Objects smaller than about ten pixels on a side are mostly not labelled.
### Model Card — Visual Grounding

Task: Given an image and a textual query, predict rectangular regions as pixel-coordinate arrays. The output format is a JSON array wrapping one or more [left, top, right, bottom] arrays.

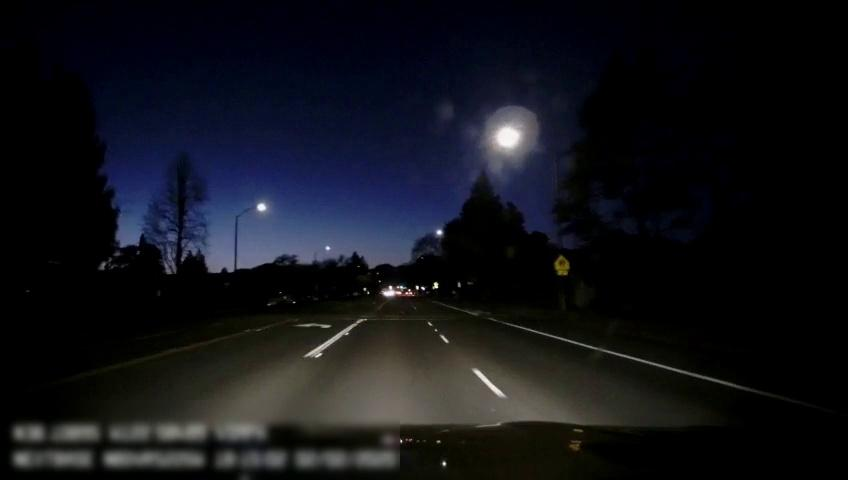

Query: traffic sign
[[554, 254, 570, 270]]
